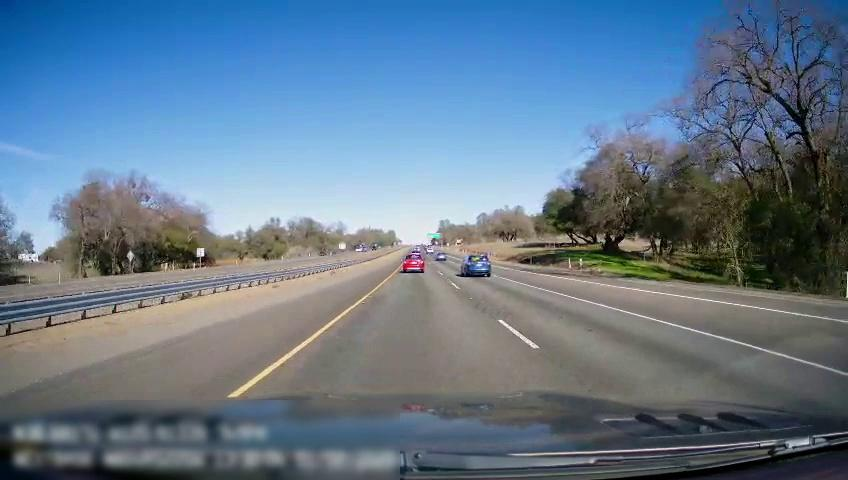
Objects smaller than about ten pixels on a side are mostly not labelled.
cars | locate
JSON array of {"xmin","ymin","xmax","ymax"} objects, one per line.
[
  {"xmin": 402, "ymin": 255, "xmax": 425, "ymax": 273},
  {"xmin": 460, "ymin": 255, "xmax": 492, "ymax": 278},
  {"xmin": 435, "ymin": 252, "xmax": 446, "ymax": 261}
]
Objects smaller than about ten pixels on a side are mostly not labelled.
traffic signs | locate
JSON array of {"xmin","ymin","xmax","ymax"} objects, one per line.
[{"xmin": 431, "ymin": 233, "xmax": 442, "ymax": 239}]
